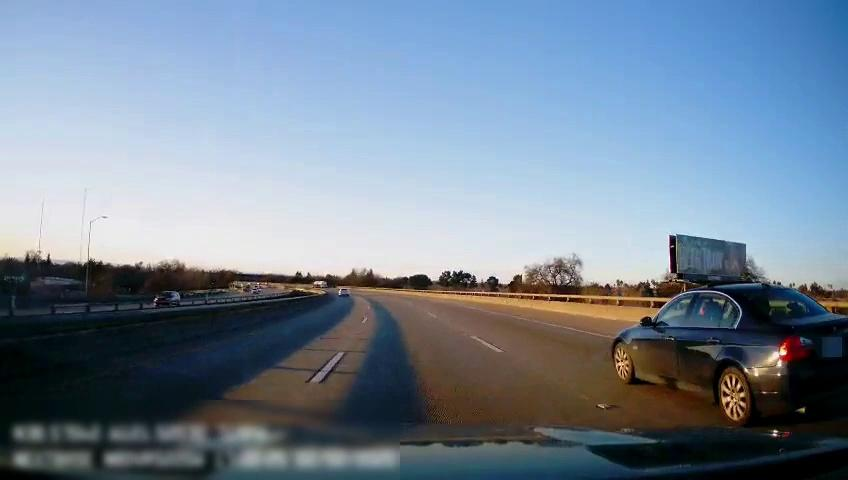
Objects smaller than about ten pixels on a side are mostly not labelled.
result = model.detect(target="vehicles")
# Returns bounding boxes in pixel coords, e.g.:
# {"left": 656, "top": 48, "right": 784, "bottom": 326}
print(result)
{"left": 610, "top": 282, "right": 848, "bottom": 427}
{"left": 154, "top": 291, "right": 180, "bottom": 308}
{"left": 314, "top": 281, "right": 328, "bottom": 288}
{"left": 338, "top": 287, "right": 350, "bottom": 297}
